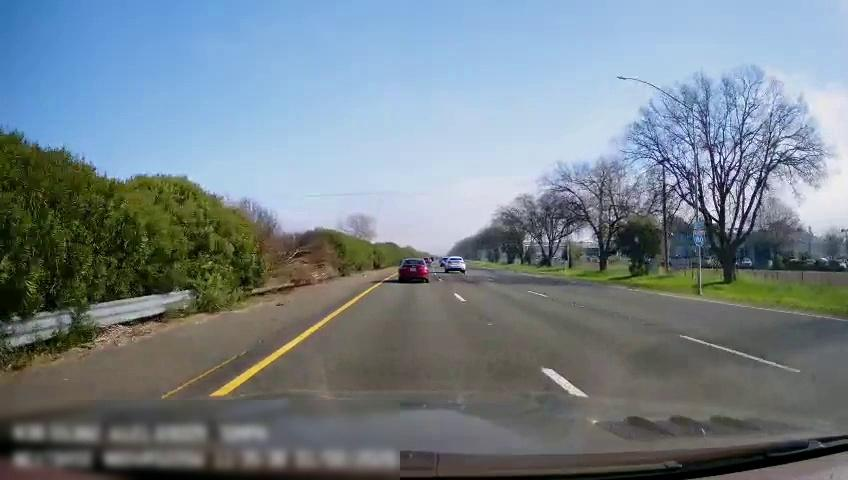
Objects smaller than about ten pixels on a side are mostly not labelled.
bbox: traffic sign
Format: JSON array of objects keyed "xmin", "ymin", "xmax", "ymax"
[{"xmin": 693, "ymin": 230, "xmax": 705, "ymax": 248}]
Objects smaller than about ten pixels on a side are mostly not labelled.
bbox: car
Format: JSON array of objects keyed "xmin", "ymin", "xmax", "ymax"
[{"xmin": 397, "ymin": 257, "xmax": 430, "ymax": 283}]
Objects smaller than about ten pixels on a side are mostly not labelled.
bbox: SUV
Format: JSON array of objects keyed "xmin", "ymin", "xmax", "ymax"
[{"xmin": 444, "ymin": 255, "xmax": 467, "ymax": 274}]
